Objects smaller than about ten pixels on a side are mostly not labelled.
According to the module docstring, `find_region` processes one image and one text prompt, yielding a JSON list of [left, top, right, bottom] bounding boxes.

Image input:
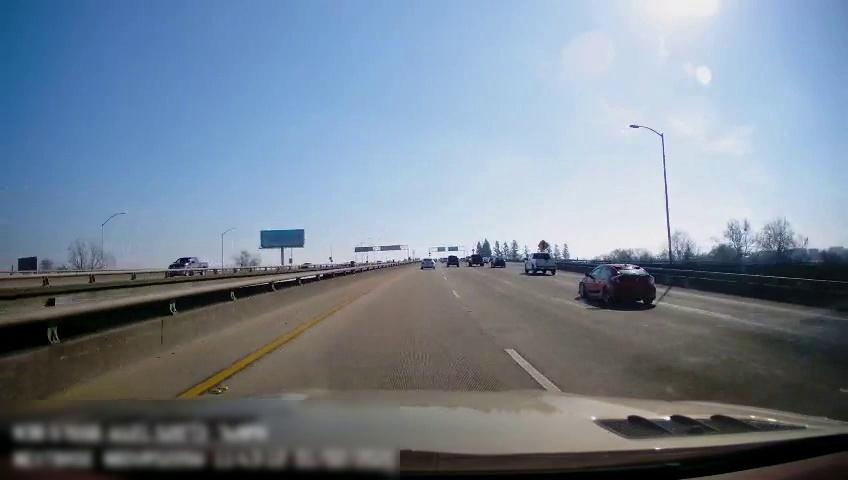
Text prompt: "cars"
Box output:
[[578, 264, 656, 307], [420, 258, 436, 270], [491, 259, 506, 268]]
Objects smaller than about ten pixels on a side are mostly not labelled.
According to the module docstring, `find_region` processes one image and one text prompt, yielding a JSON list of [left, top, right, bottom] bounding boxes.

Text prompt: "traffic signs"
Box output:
[[538, 240, 549, 251], [354, 246, 373, 252], [379, 245, 401, 252], [447, 246, 458, 252]]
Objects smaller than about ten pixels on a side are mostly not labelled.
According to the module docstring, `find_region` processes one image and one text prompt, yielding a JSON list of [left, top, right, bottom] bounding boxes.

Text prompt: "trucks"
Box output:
[[469, 254, 484, 266], [524, 253, 559, 276], [165, 257, 209, 278], [446, 256, 459, 267]]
